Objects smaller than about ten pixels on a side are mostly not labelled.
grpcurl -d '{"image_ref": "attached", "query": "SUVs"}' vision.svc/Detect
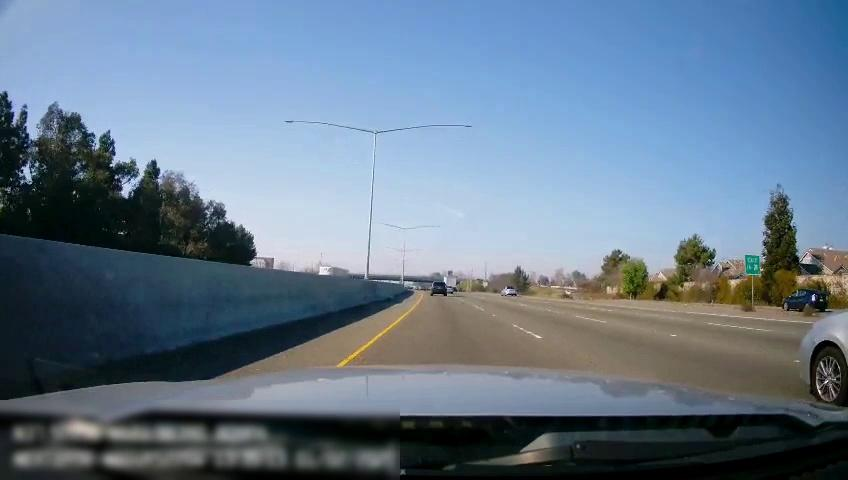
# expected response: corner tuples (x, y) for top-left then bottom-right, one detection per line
(429, 281), (447, 296)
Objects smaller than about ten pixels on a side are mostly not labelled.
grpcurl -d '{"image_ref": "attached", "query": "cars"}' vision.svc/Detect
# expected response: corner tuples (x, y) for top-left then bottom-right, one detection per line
(501, 286), (517, 296)
(782, 288), (829, 312)
(798, 310), (848, 407)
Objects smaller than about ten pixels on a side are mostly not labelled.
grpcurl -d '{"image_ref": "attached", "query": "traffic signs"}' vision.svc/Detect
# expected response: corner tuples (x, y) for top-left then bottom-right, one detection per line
(744, 255), (762, 275)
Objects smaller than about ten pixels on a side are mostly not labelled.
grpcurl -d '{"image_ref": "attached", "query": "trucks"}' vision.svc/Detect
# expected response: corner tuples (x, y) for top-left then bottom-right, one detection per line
(444, 278), (457, 292)
(318, 267), (345, 281)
